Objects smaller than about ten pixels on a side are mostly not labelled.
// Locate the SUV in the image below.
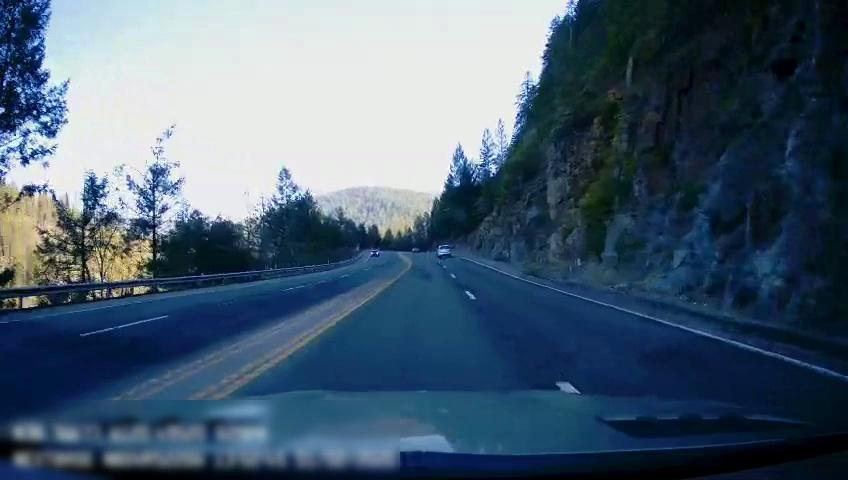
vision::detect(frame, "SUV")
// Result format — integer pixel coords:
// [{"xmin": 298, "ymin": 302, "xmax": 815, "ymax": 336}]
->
[{"xmin": 436, "ymin": 244, "xmax": 452, "ymax": 259}]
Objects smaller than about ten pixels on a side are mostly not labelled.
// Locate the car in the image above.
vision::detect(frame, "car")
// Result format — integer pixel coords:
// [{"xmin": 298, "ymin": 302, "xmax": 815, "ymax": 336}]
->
[{"xmin": 370, "ymin": 248, "xmax": 381, "ymax": 257}]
